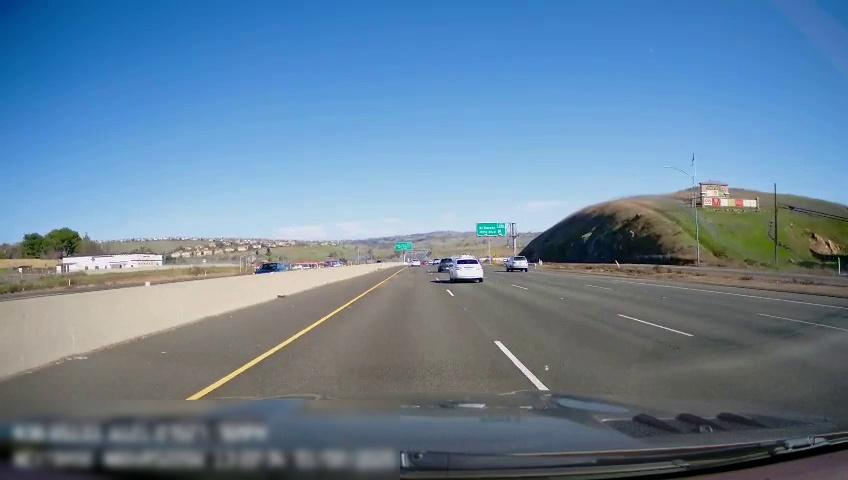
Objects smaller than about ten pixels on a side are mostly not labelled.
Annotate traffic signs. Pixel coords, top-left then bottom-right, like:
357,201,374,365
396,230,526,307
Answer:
395,241,413,251
475,221,507,237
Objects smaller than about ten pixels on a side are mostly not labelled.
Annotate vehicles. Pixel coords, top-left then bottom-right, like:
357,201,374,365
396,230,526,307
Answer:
449,258,484,282
438,258,454,272
410,259,420,267
254,263,283,274
505,256,528,272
